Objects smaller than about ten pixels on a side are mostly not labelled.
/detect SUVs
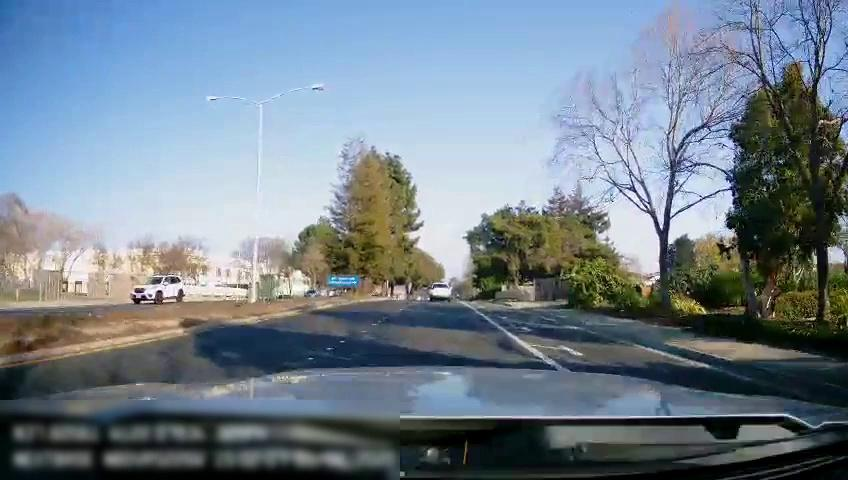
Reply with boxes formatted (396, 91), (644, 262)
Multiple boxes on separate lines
(129, 274), (186, 305)
(428, 281), (451, 303)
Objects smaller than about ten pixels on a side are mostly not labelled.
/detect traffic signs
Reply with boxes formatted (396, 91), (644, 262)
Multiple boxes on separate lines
(327, 275), (360, 289)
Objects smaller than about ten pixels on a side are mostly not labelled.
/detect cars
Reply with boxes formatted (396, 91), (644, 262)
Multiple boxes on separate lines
(304, 287), (321, 298)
